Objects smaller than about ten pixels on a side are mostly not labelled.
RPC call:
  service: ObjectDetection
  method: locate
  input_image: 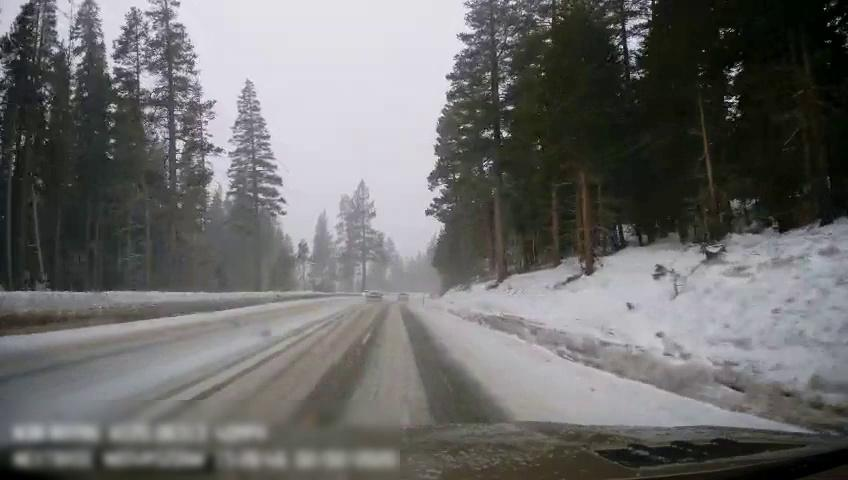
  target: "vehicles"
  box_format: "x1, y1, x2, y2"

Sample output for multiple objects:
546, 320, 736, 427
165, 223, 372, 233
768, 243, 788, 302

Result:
366, 290, 383, 303
397, 291, 409, 301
